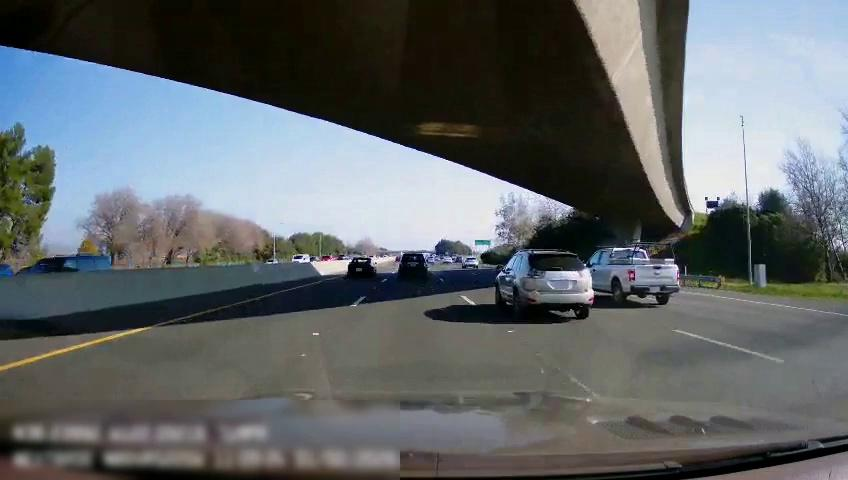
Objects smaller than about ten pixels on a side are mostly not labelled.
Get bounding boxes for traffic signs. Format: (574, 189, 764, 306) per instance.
(474, 239, 492, 246)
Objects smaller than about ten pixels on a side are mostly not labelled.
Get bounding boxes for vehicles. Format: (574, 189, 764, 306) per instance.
(461, 255, 479, 270)
(397, 252, 428, 281)
(442, 256, 453, 264)
(263, 257, 279, 265)
(0, 262, 17, 281)
(11, 253, 114, 280)
(581, 240, 681, 306)
(337, 254, 349, 261)
(309, 256, 320, 263)
(346, 257, 378, 281)
(493, 246, 596, 322)
(319, 254, 338, 262)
